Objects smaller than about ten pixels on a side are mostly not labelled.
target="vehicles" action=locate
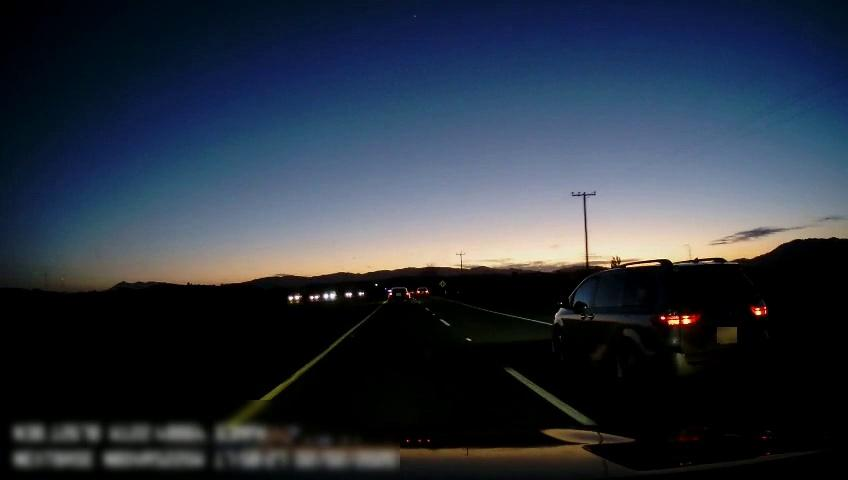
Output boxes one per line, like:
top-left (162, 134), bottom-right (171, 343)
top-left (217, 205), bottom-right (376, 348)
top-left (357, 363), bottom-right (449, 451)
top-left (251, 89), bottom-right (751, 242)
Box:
top-left (415, 286), bottom-right (430, 299)
top-left (388, 287), bottom-right (411, 306)
top-left (323, 290), bottom-right (337, 302)
top-left (308, 292), bottom-right (323, 302)
top-left (287, 291), bottom-right (303, 304)
top-left (551, 261), bottom-right (769, 383)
